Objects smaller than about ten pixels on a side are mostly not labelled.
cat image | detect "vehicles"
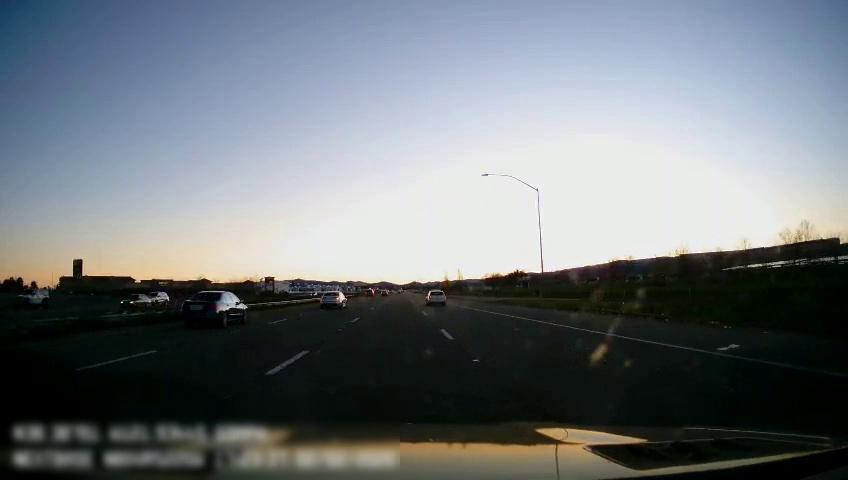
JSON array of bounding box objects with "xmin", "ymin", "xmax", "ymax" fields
[
  {"xmin": 320, "ymin": 290, "xmax": 348, "ymax": 310},
  {"xmin": 364, "ymin": 289, "xmax": 374, "ymax": 298},
  {"xmin": 427, "ymin": 290, "xmax": 448, "ymax": 307},
  {"xmin": 119, "ymin": 294, "xmax": 153, "ymax": 311},
  {"xmin": 179, "ymin": 290, "xmax": 250, "ymax": 331},
  {"xmin": 146, "ymin": 292, "xmax": 169, "ymax": 310},
  {"xmin": 15, "ymin": 289, "xmax": 50, "ymax": 309}
]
